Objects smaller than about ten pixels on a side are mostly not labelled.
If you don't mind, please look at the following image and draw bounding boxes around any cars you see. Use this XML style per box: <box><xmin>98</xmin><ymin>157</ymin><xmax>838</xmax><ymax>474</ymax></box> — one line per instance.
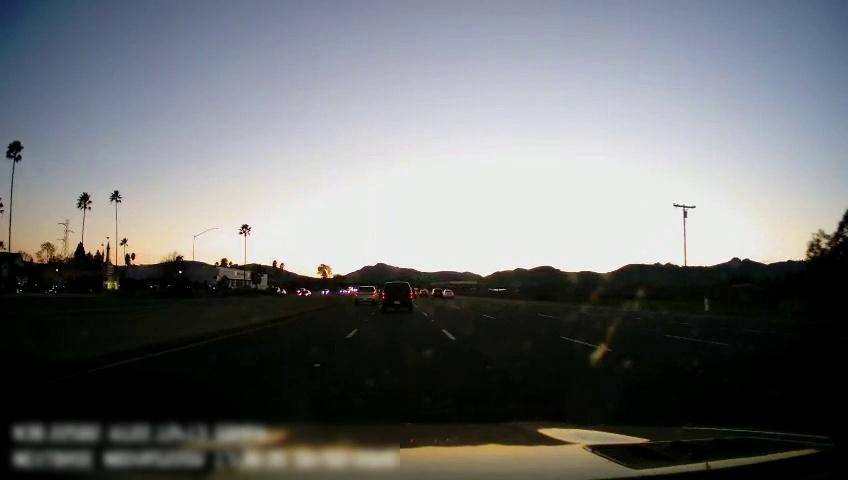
<box><xmin>298</xmin><ymin>289</ymin><xmax>312</xmax><ymax>298</ymax></box>
<box><xmin>380</xmin><ymin>280</ymin><xmax>414</xmax><ymax>311</ymax></box>
<box><xmin>443</xmin><ymin>289</ymin><xmax>455</xmax><ymax>299</ymax></box>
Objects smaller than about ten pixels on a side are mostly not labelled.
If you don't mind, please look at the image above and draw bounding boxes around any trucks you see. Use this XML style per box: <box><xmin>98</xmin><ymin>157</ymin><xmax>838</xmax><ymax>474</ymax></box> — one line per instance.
<box><xmin>354</xmin><ymin>285</ymin><xmax>378</xmax><ymax>305</ymax></box>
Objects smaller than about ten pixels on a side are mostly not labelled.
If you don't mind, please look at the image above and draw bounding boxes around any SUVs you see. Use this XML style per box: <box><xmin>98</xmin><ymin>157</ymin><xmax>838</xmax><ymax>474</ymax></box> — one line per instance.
<box><xmin>431</xmin><ymin>287</ymin><xmax>444</xmax><ymax>300</ymax></box>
